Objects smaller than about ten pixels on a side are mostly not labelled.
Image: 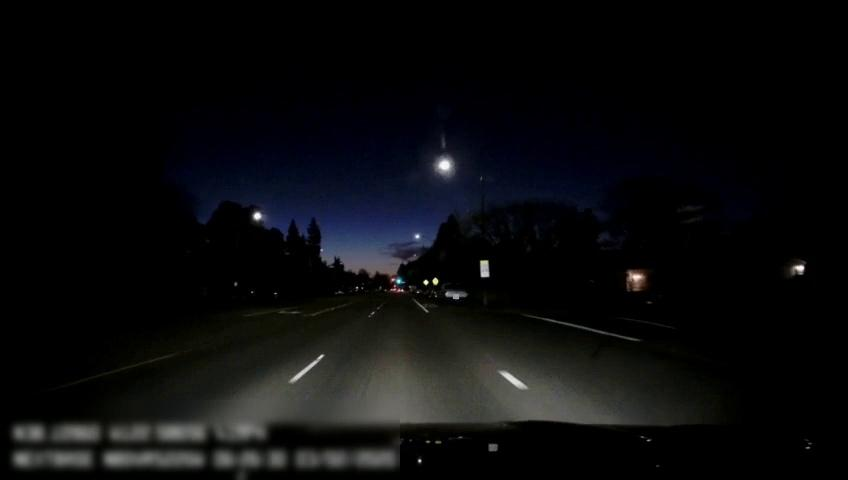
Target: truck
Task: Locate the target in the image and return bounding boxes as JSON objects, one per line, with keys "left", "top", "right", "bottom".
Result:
{"left": 437, "top": 283, "right": 468, "bottom": 304}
